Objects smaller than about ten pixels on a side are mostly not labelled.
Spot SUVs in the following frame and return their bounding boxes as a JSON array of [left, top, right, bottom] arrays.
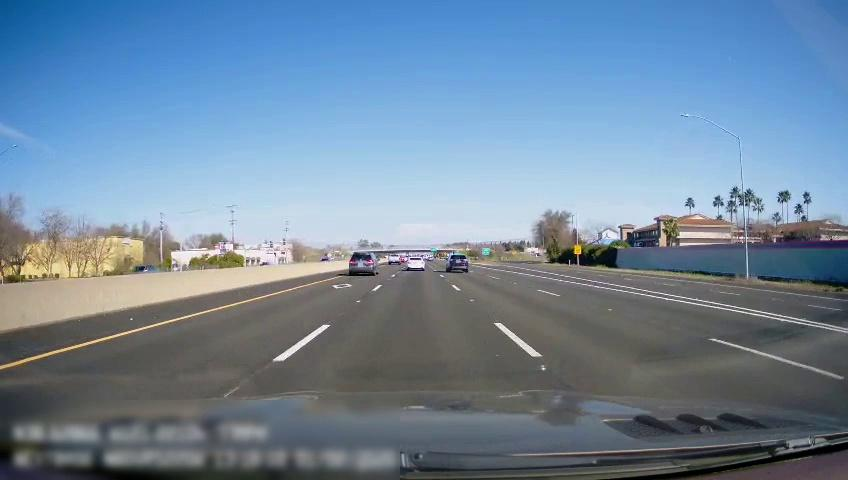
[[348, 252, 379, 277], [446, 255, 469, 273]]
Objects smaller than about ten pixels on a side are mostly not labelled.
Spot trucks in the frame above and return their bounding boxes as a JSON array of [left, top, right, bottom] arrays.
[[388, 252, 401, 265]]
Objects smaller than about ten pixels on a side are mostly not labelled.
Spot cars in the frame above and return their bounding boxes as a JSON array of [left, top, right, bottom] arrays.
[[407, 257, 426, 272]]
